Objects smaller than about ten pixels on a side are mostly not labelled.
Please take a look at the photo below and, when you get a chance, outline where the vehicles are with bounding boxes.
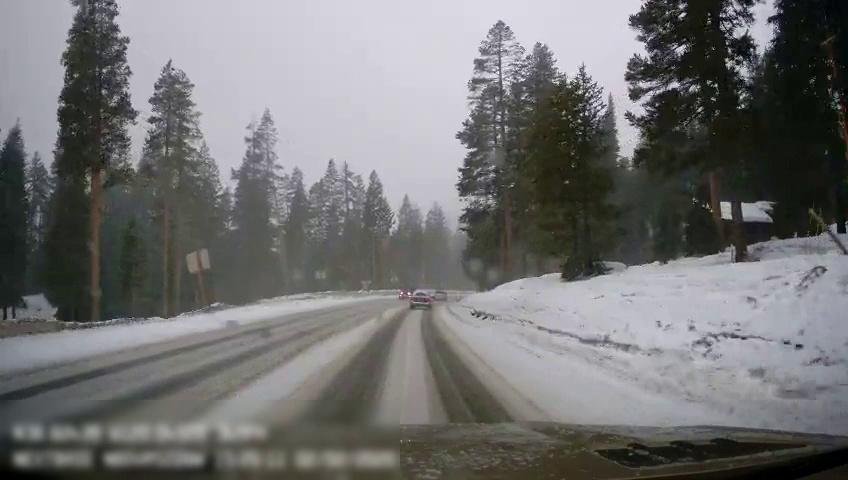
[431,290,449,304]
[398,287,414,300]
[408,289,433,311]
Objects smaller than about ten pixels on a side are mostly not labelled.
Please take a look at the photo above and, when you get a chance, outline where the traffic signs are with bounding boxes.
[184,246,211,275]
